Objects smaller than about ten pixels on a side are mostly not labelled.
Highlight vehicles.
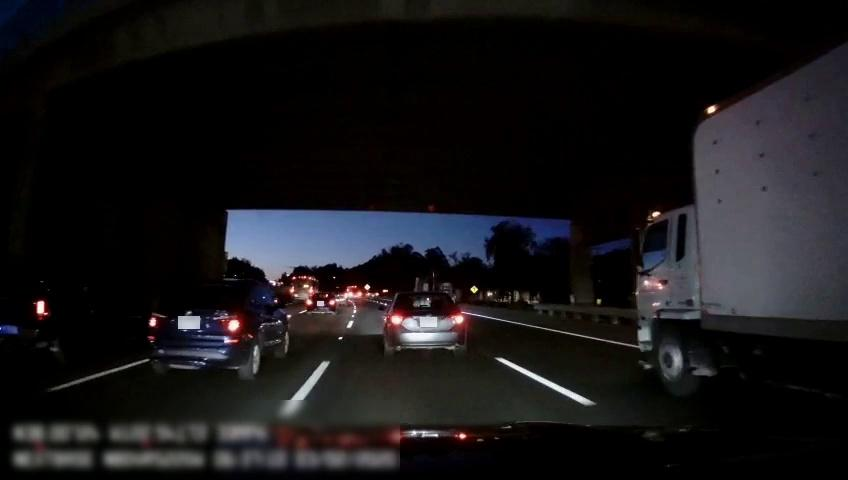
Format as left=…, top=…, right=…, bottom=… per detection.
left=0, top=270, right=106, bottom=382
left=147, top=278, right=289, bottom=382
left=414, top=276, right=458, bottom=305
left=304, top=291, right=337, bottom=313
left=288, top=274, right=318, bottom=304
left=333, top=293, right=350, bottom=309
left=378, top=290, right=467, bottom=360
left=636, top=41, right=848, bottom=406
